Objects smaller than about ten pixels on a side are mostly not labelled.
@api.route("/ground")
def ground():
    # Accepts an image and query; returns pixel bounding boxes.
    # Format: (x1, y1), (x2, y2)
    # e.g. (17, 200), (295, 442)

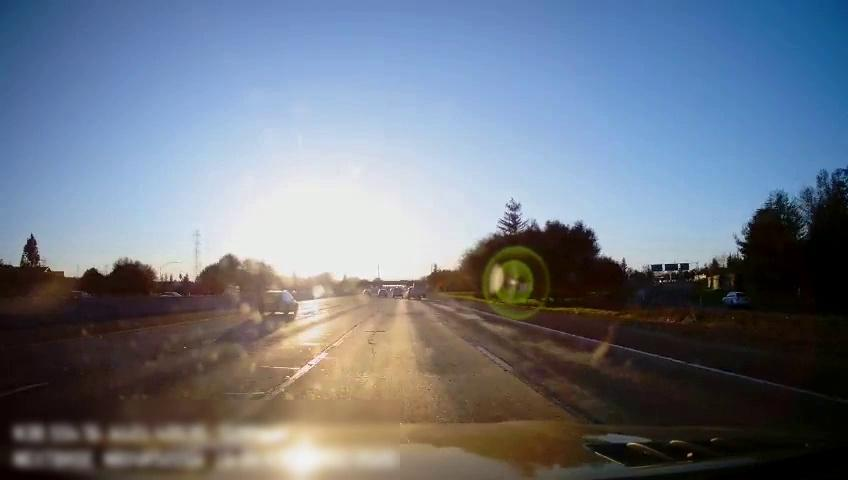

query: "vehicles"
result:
(259, 290), (300, 318)
(361, 289), (374, 298)
(377, 288), (390, 298)
(391, 287), (403, 298)
(412, 281), (427, 298)
(722, 290), (756, 312)
(58, 290), (93, 300)
(406, 286), (423, 299)
(156, 291), (182, 297)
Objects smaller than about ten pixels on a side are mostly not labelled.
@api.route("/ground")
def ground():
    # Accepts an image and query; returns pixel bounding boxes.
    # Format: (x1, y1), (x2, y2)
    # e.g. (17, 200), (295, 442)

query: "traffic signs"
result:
(664, 263), (678, 271)
(651, 264), (663, 271)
